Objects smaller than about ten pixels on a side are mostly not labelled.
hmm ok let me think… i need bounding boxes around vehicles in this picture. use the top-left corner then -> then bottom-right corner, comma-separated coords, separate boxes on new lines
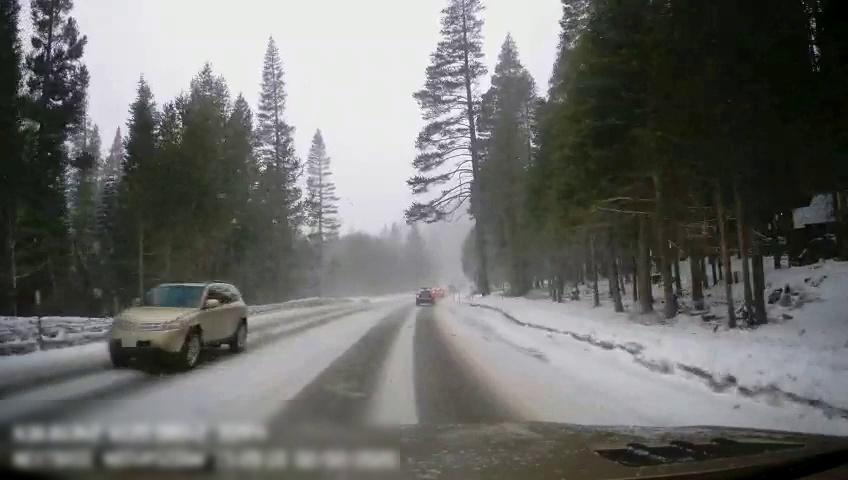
415,287 -> 437,306
433,288 -> 445,298
105,281 -> 249,373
